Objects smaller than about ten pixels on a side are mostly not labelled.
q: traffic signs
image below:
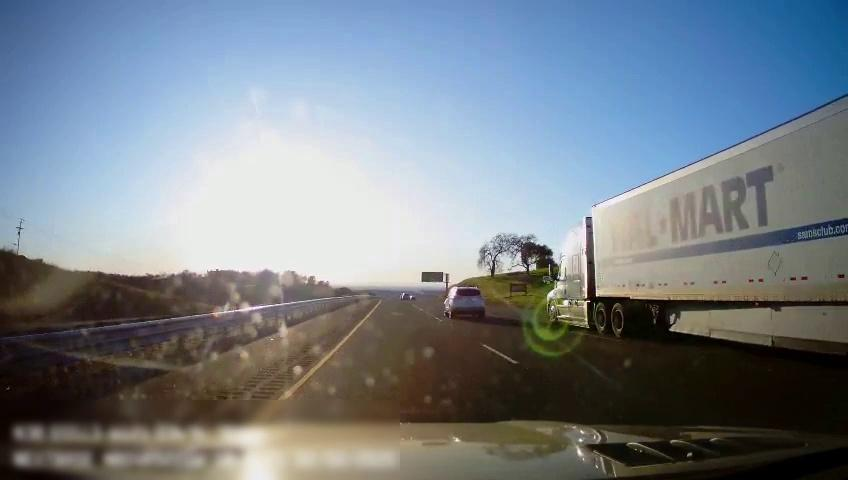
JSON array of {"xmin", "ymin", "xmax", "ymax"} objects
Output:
[{"xmin": 421, "ymin": 271, "xmax": 444, "ymax": 283}]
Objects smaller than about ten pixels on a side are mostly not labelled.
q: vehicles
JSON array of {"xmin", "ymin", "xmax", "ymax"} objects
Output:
[
  {"xmin": 542, "ymin": 96, "xmax": 848, "ymax": 345},
  {"xmin": 399, "ymin": 292, "xmax": 411, "ymax": 300},
  {"xmin": 443, "ymin": 286, "xmax": 485, "ymax": 319}
]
